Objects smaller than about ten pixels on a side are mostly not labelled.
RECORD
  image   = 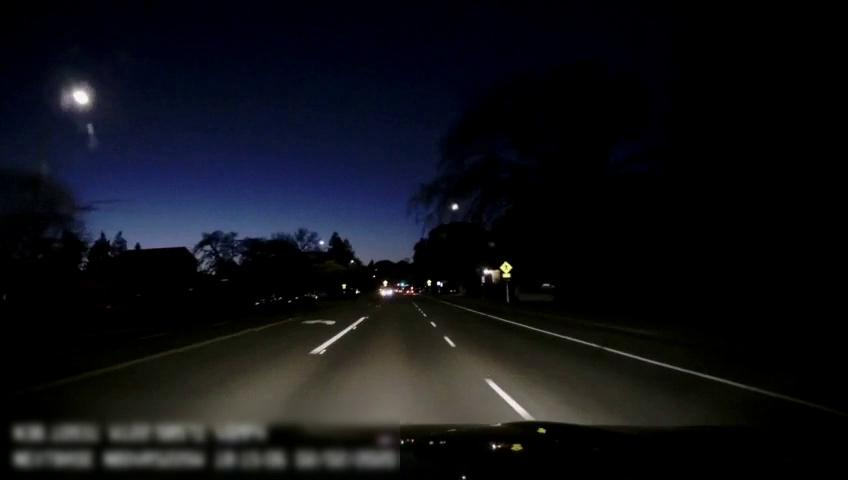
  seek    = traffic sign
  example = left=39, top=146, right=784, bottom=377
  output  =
left=499, top=261, right=513, bottom=273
